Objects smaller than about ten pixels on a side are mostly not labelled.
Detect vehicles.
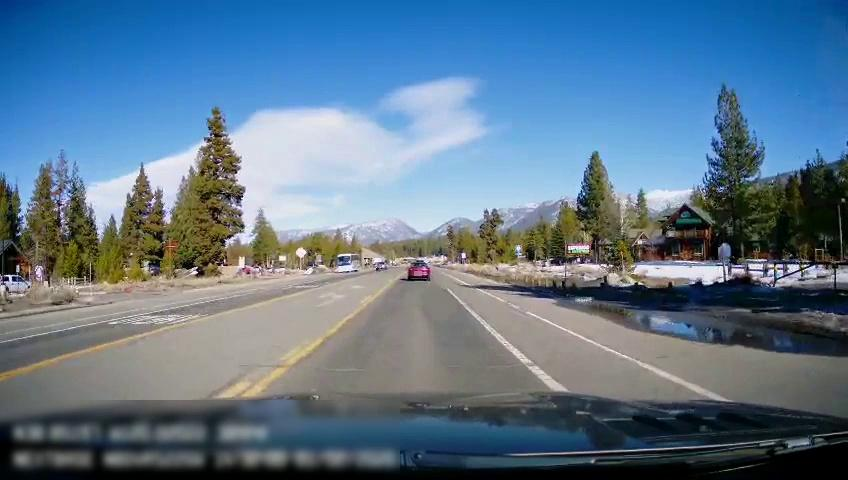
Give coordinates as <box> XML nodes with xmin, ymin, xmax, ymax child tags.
<box><xmin>0</xmin><ymin>275</ymin><xmax>32</xmax><ymax>292</ymax></box>
<box><xmin>375</xmin><ymin>262</ymin><xmax>388</xmax><ymax>272</ymax></box>
<box><xmin>406</xmin><ymin>259</ymin><xmax>431</xmax><ymax>281</ymax></box>
<box><xmin>336</xmin><ymin>253</ymin><xmax>361</xmax><ymax>273</ymax></box>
